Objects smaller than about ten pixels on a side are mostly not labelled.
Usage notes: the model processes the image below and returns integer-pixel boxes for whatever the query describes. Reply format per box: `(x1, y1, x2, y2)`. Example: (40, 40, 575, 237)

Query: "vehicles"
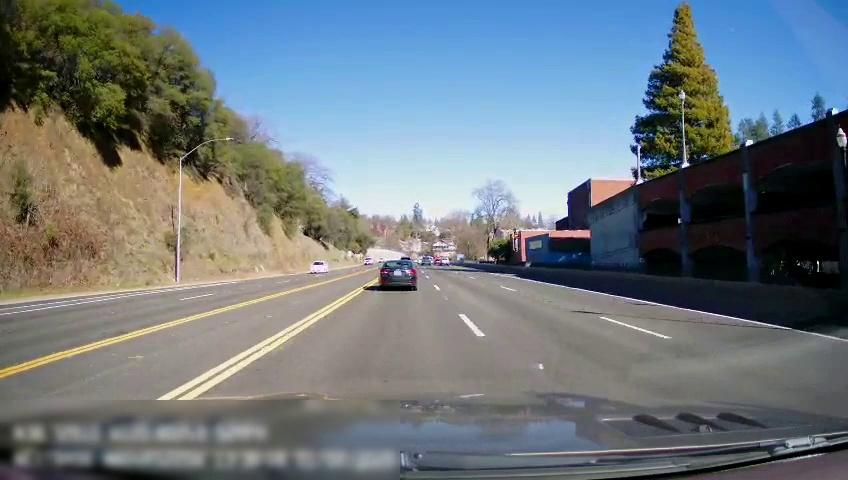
(420, 257, 432, 266)
(379, 260, 417, 291)
(438, 257, 450, 266)
(308, 260, 329, 274)
(399, 256, 412, 261)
